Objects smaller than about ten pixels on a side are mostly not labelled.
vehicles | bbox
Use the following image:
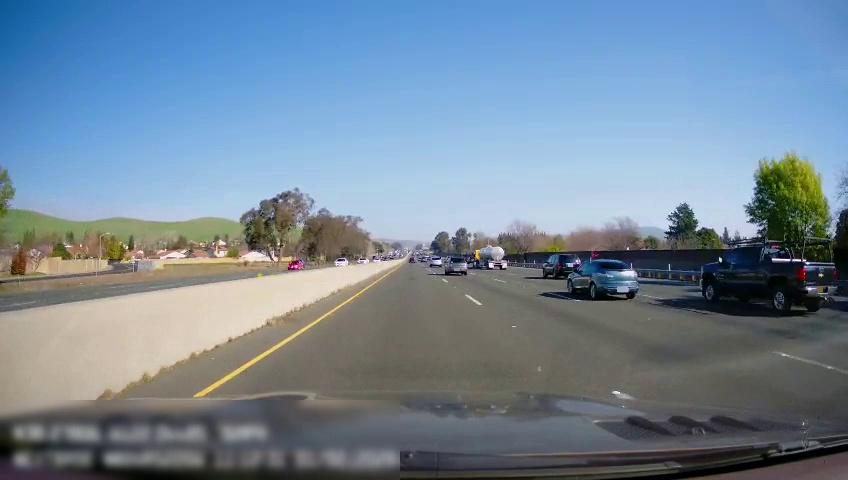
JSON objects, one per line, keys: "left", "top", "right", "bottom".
{"left": 542, "top": 254, "right": 582, "bottom": 279}
{"left": 444, "top": 257, "right": 468, "bottom": 275}
{"left": 334, "top": 257, "right": 348, "bottom": 267}
{"left": 471, "top": 247, "right": 507, "bottom": 269}
{"left": 567, "top": 258, "right": 640, "bottom": 300}
{"left": 357, "top": 256, "right": 370, "bottom": 264}
{"left": 287, "top": 260, "right": 304, "bottom": 271}
{"left": 430, "top": 256, "right": 443, "bottom": 268}
{"left": 702, "top": 236, "right": 839, "bottom": 313}
{"left": 350, "top": 259, "right": 361, "bottom": 266}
